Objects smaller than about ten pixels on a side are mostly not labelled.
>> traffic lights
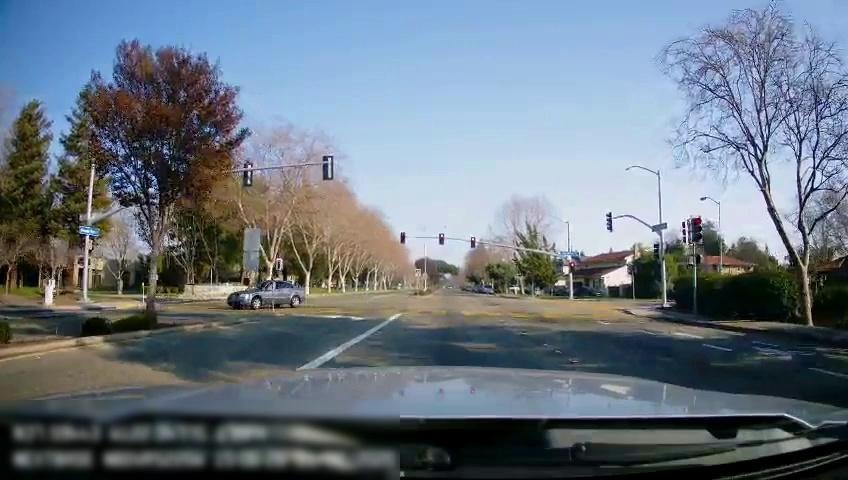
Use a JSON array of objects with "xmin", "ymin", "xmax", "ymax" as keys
[
  {"xmin": 632, "ymin": 262, "xmax": 639, "ymax": 275},
  {"xmin": 242, "ymin": 162, "xmax": 253, "ymax": 188},
  {"xmin": 470, "ymin": 236, "xmax": 477, "ymax": 249},
  {"xmin": 275, "ymin": 258, "xmax": 283, "ymax": 271},
  {"xmin": 682, "ymin": 219, "xmax": 690, "ymax": 243},
  {"xmin": 693, "ymin": 254, "xmax": 702, "ymax": 265},
  {"xmin": 653, "ymin": 243, "xmax": 661, "ymax": 260},
  {"xmin": 691, "ymin": 217, "xmax": 703, "ymax": 243},
  {"xmin": 626, "ymin": 262, "xmax": 633, "ymax": 275},
  {"xmin": 399, "ymin": 231, "xmax": 407, "ymax": 246},
  {"xmin": 605, "ymin": 211, "xmax": 614, "ymax": 233},
  {"xmin": 322, "ymin": 155, "xmax": 334, "ymax": 181},
  {"xmin": 568, "ymin": 261, "xmax": 576, "ymax": 274},
  {"xmin": 438, "ymin": 232, "xmax": 445, "ymax": 246}
]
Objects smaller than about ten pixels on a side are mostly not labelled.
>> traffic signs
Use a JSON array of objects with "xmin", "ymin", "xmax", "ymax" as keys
[
  {"xmin": 651, "ymin": 222, "xmax": 668, "ymax": 233},
  {"xmin": 560, "ymin": 250, "xmax": 580, "ymax": 257},
  {"xmin": 79, "ymin": 225, "xmax": 101, "ymax": 237}
]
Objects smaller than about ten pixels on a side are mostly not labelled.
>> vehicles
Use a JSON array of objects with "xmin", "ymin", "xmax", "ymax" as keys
[
  {"xmin": 479, "ymin": 284, "xmax": 494, "ymax": 295},
  {"xmin": 574, "ymin": 286, "xmax": 602, "ymax": 297},
  {"xmin": 226, "ymin": 279, "xmax": 305, "ymax": 311},
  {"xmin": 509, "ymin": 282, "xmax": 533, "ymax": 295},
  {"xmin": 547, "ymin": 285, "xmax": 571, "ymax": 297},
  {"xmin": 529, "ymin": 284, "xmax": 541, "ymax": 297}
]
